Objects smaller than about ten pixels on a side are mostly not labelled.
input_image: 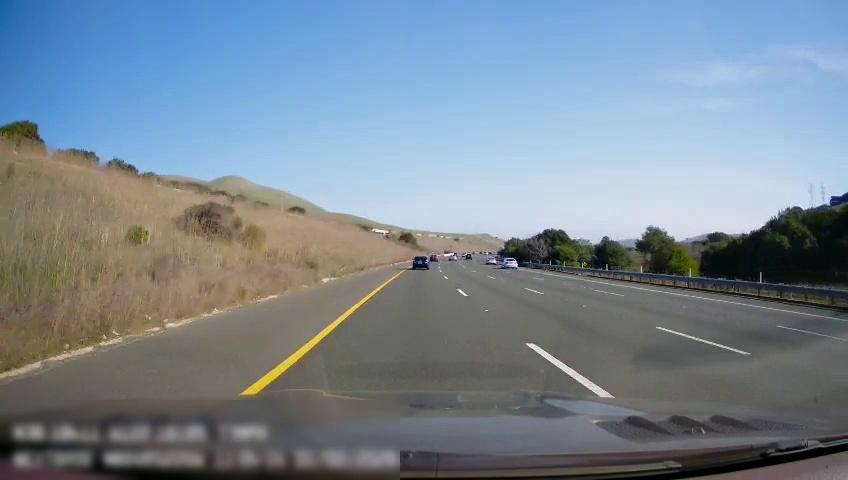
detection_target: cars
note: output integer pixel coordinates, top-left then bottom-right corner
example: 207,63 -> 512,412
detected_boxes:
486,257 -> 497,265
500,257 -> 519,270
429,254 -> 439,262
413,255 -> 431,270
447,252 -> 459,262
